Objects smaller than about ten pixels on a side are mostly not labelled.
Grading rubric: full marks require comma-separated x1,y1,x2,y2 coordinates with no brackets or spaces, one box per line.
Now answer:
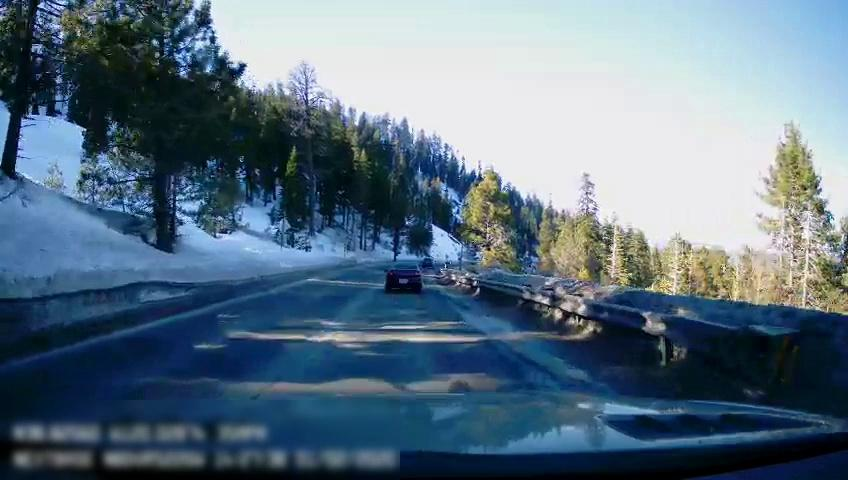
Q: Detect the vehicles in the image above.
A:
422,256,435,268
383,261,422,293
